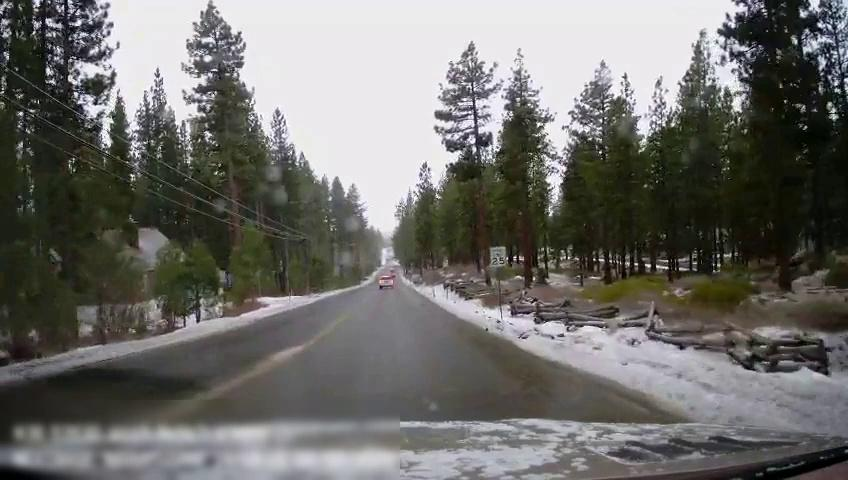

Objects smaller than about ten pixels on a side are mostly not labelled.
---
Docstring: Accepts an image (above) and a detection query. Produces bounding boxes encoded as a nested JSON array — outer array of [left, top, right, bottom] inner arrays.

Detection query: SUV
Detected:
[[378, 274, 396, 291]]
